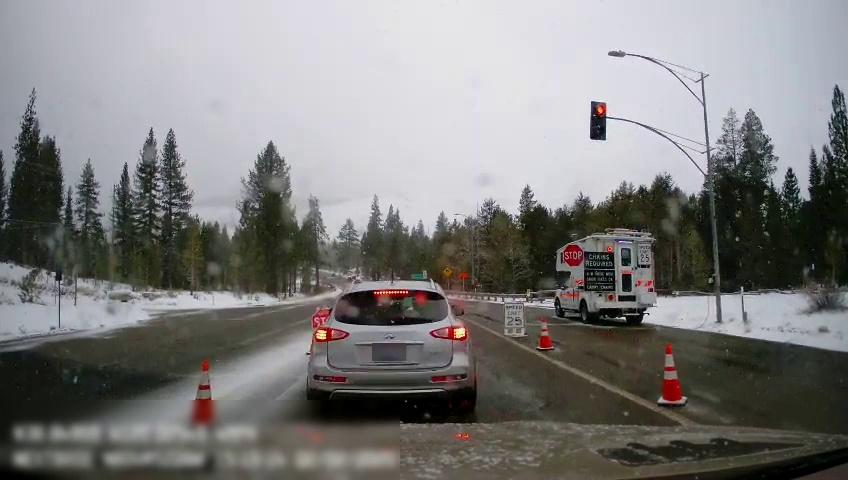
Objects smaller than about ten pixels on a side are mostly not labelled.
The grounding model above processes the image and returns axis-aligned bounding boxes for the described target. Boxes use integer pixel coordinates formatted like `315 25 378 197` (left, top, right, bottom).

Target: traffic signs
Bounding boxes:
310 307 332 329
562 244 584 267
457 273 468 280
503 301 527 330
637 242 653 266
442 265 454 278
410 273 423 280
583 268 616 291
583 250 615 270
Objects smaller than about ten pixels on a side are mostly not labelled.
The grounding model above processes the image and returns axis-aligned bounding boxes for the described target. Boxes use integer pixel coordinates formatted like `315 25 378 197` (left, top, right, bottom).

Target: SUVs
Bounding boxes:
304 279 479 411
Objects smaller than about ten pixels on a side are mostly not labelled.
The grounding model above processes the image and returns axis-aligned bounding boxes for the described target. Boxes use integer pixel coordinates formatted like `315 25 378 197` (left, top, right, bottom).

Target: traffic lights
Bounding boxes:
588 99 608 142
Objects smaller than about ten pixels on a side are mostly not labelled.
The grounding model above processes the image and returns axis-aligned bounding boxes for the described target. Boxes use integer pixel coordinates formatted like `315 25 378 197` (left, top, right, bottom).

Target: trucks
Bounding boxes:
553 228 660 325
